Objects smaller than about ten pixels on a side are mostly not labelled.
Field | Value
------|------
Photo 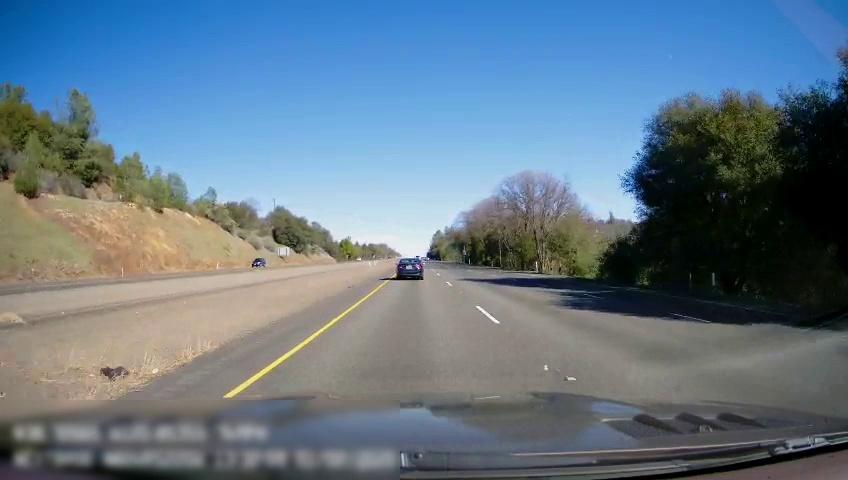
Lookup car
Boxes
[395,257,425,281]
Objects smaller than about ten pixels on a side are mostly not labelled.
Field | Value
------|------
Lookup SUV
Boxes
[251,257,266,268]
